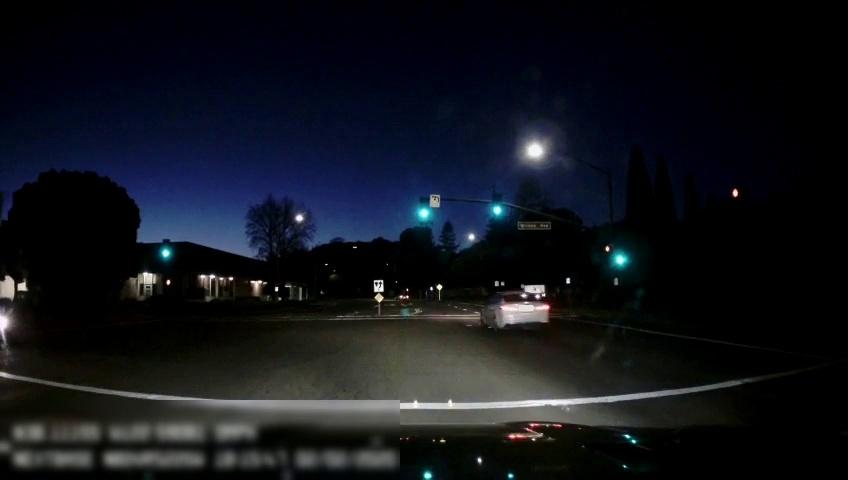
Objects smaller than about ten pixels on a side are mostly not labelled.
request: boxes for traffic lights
[494,195,501,215]
[419,197,428,218]
[162,238,170,257]
[615,242,623,265]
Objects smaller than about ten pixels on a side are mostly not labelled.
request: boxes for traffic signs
[429,194,441,208]
[373,292,385,304]
[373,279,384,293]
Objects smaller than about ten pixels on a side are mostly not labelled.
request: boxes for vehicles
[481,290,549,335]
[396,292,410,301]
